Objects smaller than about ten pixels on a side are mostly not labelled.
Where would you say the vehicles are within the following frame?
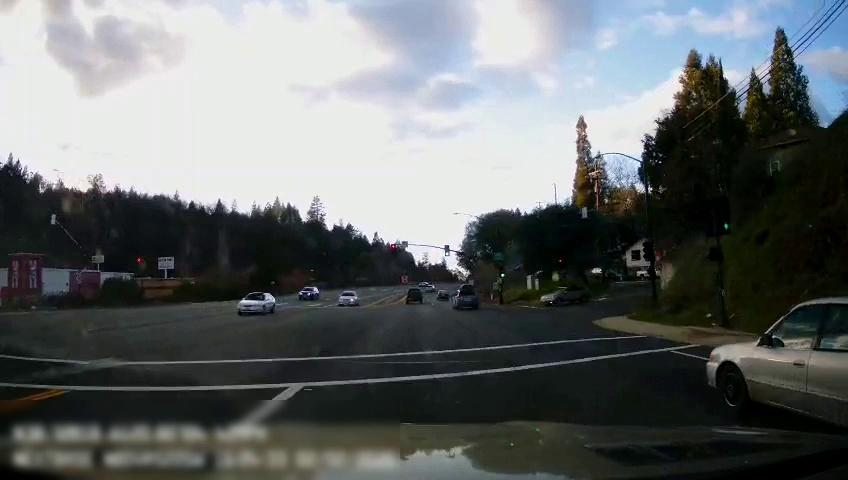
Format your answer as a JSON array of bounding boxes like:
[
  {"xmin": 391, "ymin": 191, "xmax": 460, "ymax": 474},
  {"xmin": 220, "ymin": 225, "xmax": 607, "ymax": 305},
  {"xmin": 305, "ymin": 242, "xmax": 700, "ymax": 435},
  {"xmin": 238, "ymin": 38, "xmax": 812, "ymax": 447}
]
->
[
  {"xmin": 436, "ymin": 289, "xmax": 450, "ymax": 301},
  {"xmin": 422, "ymin": 284, "xmax": 435, "ymax": 292},
  {"xmin": 337, "ymin": 290, "xmax": 360, "ymax": 306},
  {"xmin": 405, "ymin": 288, "xmax": 423, "ymax": 305},
  {"xmin": 636, "ymin": 267, "xmax": 661, "ymax": 281},
  {"xmin": 419, "ymin": 281, "xmax": 428, "ymax": 287},
  {"xmin": 298, "ymin": 286, "xmax": 321, "ymax": 301},
  {"xmin": 236, "ymin": 291, "xmax": 276, "ymax": 316},
  {"xmin": 540, "ymin": 284, "xmax": 592, "ymax": 307},
  {"xmin": 451, "ymin": 282, "xmax": 477, "ymax": 309},
  {"xmin": 703, "ymin": 299, "xmax": 848, "ymax": 434}
]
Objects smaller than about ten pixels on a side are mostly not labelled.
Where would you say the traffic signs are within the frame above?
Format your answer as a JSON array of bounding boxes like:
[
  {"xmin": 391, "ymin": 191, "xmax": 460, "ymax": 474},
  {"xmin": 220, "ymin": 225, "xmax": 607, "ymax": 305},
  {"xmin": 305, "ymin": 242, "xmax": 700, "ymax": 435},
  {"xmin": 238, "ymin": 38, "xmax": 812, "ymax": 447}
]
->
[
  {"xmin": 580, "ymin": 206, "xmax": 588, "ymax": 219},
  {"xmin": 493, "ymin": 252, "xmax": 505, "ymax": 261}
]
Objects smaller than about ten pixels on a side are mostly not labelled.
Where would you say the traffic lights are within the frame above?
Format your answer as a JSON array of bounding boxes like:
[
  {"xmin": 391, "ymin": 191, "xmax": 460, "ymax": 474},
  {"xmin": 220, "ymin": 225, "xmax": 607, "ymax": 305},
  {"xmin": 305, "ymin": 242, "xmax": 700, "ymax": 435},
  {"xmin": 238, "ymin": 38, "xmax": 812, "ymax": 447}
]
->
[
  {"xmin": 699, "ymin": 201, "xmax": 717, "ymax": 238},
  {"xmin": 718, "ymin": 195, "xmax": 733, "ymax": 235},
  {"xmin": 444, "ymin": 245, "xmax": 451, "ymax": 257},
  {"xmin": 641, "ymin": 239, "xmax": 651, "ymax": 262},
  {"xmin": 499, "ymin": 266, "xmax": 505, "ymax": 279}
]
